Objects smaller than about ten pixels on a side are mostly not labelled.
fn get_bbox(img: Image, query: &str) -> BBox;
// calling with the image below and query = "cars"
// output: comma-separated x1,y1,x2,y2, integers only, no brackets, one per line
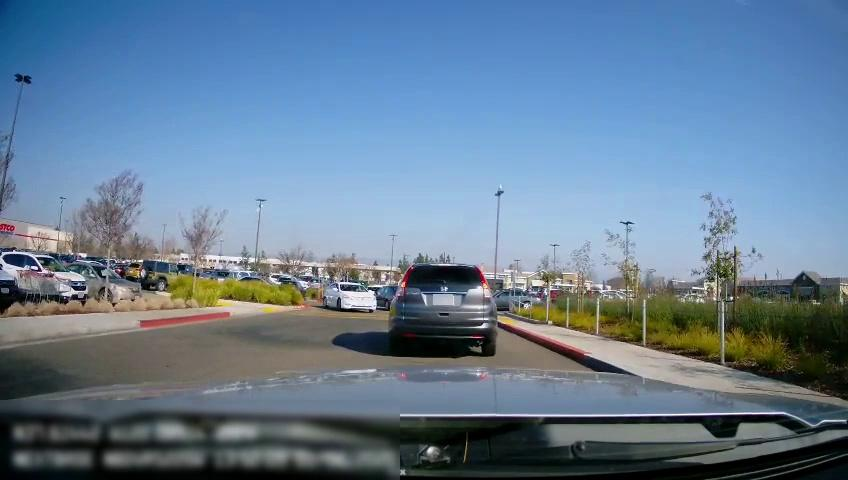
375,283,398,310
494,289,543,311
321,281,377,314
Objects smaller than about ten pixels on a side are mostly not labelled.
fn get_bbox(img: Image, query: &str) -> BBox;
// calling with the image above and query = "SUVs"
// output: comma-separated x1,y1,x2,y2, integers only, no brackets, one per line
388,262,498,357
